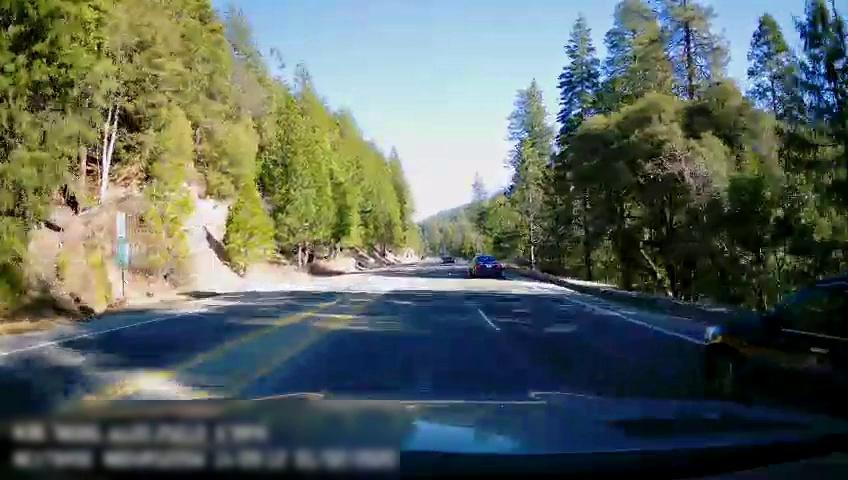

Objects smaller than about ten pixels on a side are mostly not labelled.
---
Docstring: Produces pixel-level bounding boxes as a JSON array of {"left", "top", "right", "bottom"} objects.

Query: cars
[
  {"left": 704, "top": 279, "right": 848, "bottom": 416},
  {"left": 473, "top": 256, "right": 500, "bottom": 277}
]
